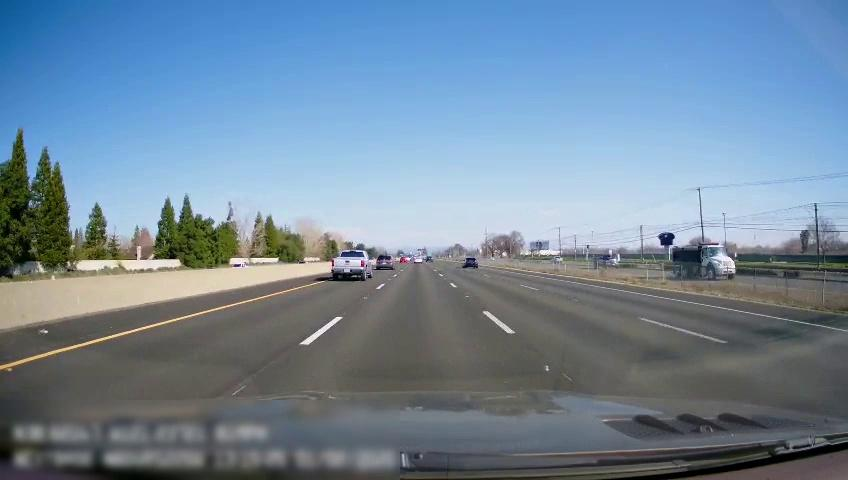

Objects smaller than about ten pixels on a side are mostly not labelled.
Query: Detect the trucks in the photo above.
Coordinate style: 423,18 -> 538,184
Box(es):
331,250 -> 373,282
670,242 -> 736,281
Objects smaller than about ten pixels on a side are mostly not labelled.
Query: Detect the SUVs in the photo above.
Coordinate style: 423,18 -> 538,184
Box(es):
376,254 -> 395,271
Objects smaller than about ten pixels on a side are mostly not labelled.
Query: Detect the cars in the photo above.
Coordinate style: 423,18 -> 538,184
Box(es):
461,257 -> 479,268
